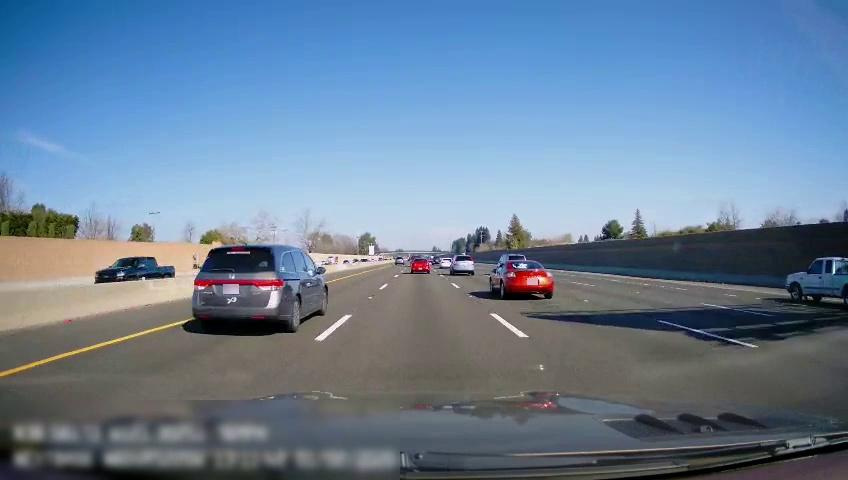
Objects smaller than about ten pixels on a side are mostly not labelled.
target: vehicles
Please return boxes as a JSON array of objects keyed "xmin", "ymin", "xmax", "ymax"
[
  {"xmin": 190, "ymin": 243, "xmax": 330, "ymax": 334},
  {"xmin": 94, "ymin": 255, "xmax": 176, "ymax": 284},
  {"xmin": 448, "ymin": 254, "xmax": 476, "ymax": 276},
  {"xmin": 440, "ymin": 258, "xmax": 453, "ymax": 269},
  {"xmin": 431, "ymin": 256, "xmax": 440, "ymax": 265},
  {"xmin": 409, "ymin": 256, "xmax": 431, "ymax": 274},
  {"xmin": 488, "ymin": 259, "xmax": 556, "ymax": 300},
  {"xmin": 783, "ymin": 257, "xmax": 848, "ymax": 307},
  {"xmin": 394, "ymin": 256, "xmax": 406, "ymax": 266},
  {"xmin": 185, "ymin": 262, "xmax": 227, "ymax": 278},
  {"xmin": 496, "ymin": 253, "xmax": 526, "ymax": 267}
]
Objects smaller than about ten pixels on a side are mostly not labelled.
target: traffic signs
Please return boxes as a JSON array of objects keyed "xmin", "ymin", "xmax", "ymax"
[{"xmin": 368, "ymin": 243, "xmax": 374, "ymax": 255}]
